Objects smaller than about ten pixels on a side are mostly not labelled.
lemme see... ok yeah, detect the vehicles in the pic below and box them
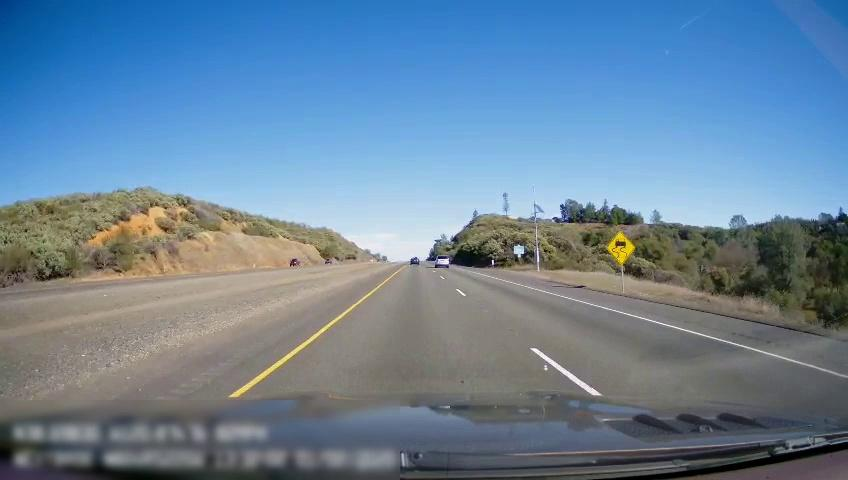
[288,258,301,267]
[434,256,450,268]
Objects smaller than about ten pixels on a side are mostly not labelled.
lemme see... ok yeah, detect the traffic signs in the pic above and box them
[607,232,636,265]
[513,246,525,254]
